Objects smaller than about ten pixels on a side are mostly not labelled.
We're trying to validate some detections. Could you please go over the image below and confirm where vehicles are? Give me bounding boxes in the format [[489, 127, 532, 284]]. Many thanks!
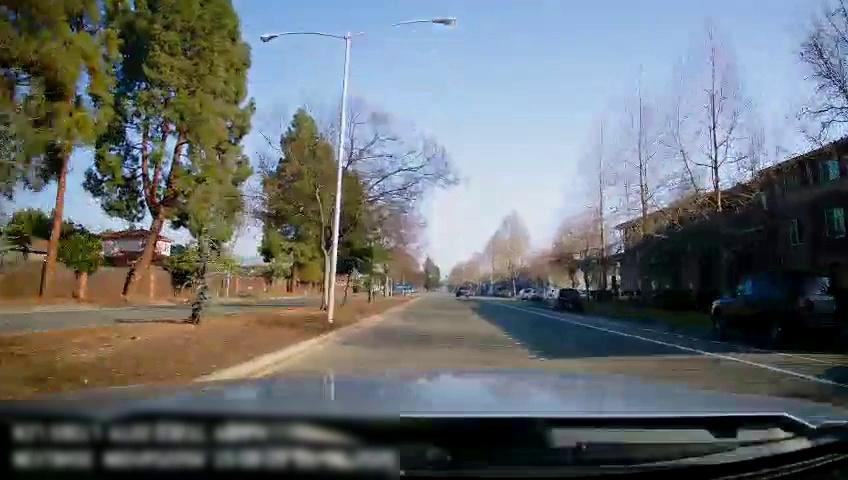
[[518, 287, 532, 300], [455, 286, 468, 298], [550, 287, 584, 313], [709, 264, 841, 345]]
